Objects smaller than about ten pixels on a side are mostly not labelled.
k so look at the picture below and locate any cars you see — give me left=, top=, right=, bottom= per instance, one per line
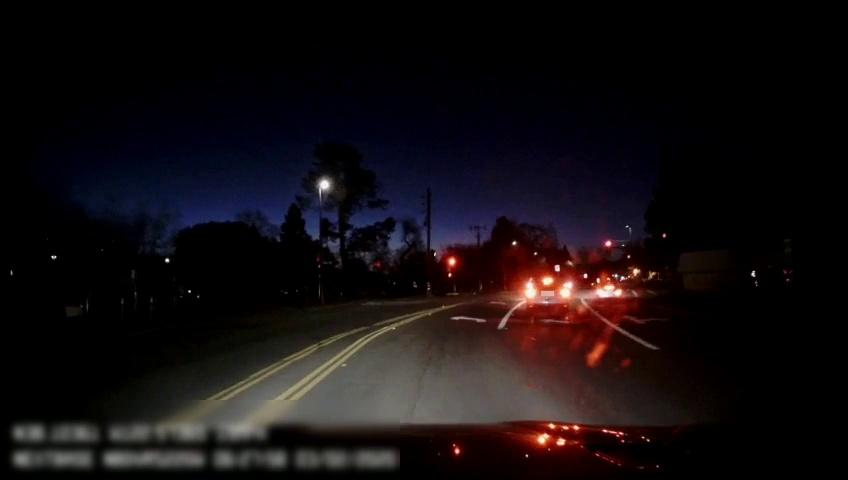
left=596, top=284, right=622, bottom=303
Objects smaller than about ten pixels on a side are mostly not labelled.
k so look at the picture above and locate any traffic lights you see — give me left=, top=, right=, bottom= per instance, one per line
left=604, top=239, right=611, bottom=255
left=448, top=256, right=455, bottom=274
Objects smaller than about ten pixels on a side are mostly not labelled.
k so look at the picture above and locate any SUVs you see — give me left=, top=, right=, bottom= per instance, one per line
left=525, top=277, right=571, bottom=314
